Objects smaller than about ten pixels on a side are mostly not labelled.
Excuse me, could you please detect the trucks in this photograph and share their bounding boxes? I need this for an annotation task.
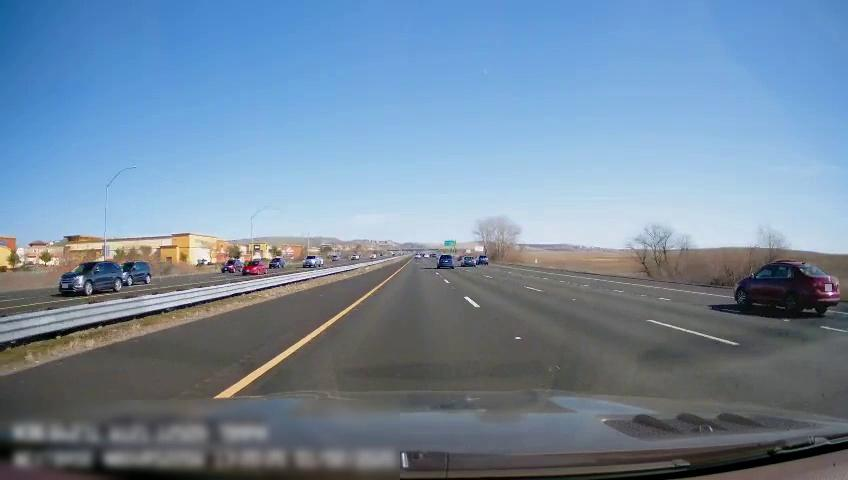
[302,255,322,268]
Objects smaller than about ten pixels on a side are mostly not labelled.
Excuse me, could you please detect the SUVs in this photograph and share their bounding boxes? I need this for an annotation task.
[268,257,285,269]
[476,255,489,265]
[221,259,243,274]
[58,261,124,297]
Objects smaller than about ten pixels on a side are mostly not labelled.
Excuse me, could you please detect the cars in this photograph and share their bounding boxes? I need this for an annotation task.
[733,261,841,317]
[460,255,476,268]
[116,261,153,287]
[242,259,268,276]
[437,255,454,270]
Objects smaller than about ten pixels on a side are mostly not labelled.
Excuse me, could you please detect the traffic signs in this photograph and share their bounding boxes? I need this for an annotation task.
[444,239,457,247]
